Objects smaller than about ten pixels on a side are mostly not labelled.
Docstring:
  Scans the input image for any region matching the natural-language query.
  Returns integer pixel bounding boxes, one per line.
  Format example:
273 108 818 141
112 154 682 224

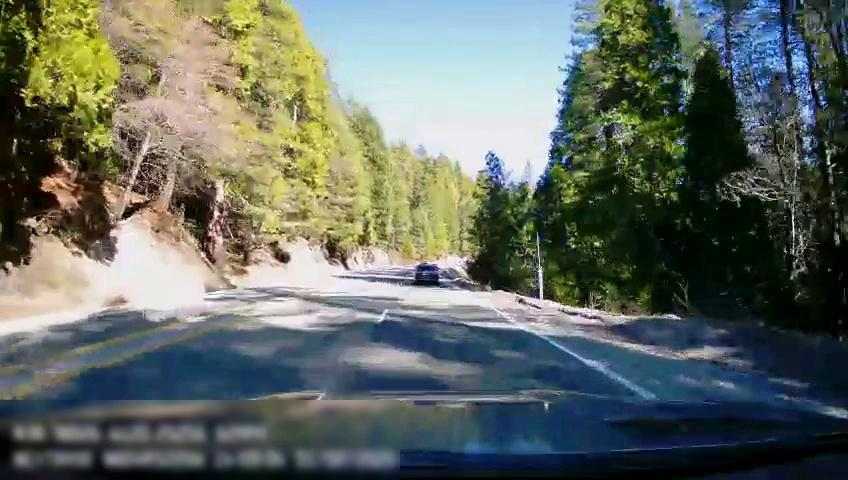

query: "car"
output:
416 264 440 284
